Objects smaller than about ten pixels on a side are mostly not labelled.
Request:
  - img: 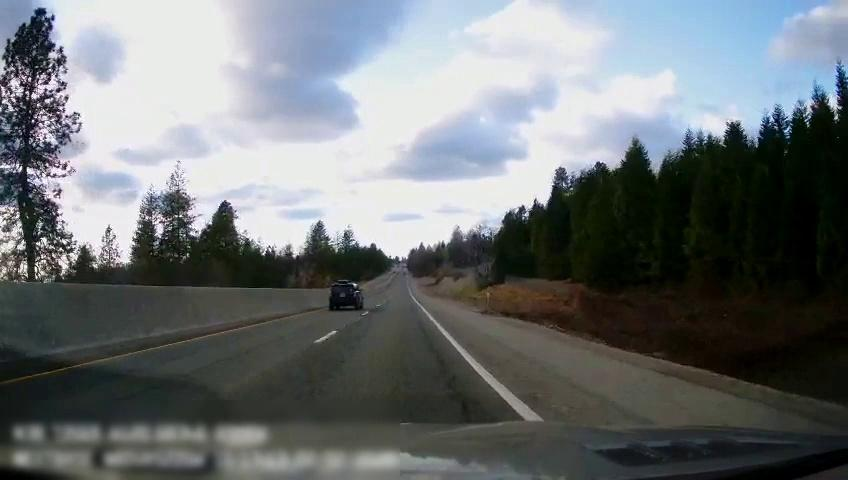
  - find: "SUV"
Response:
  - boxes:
[329,282,366,311]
